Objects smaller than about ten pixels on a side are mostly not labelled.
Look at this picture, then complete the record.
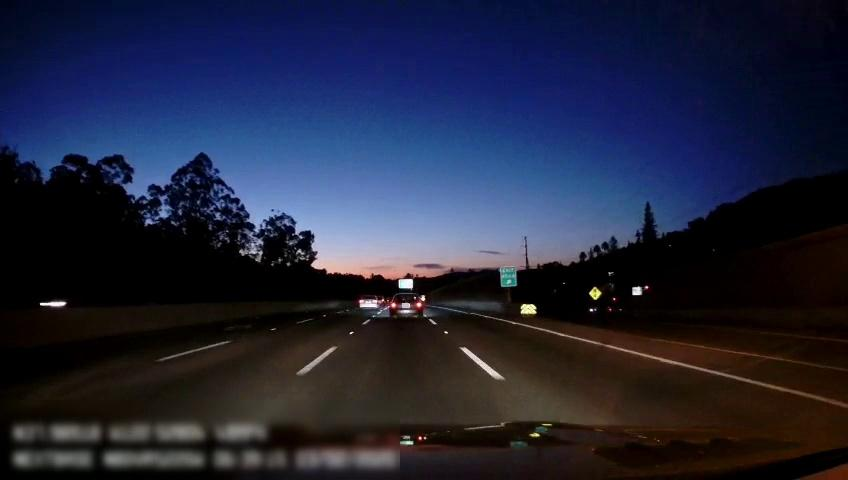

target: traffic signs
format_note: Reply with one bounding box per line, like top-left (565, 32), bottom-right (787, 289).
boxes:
top-left (520, 304), bottom-right (537, 316)
top-left (398, 279), bottom-right (413, 289)
top-left (588, 286), bottom-right (602, 301)
top-left (632, 286), bottom-right (643, 296)
top-left (500, 266), bottom-right (517, 287)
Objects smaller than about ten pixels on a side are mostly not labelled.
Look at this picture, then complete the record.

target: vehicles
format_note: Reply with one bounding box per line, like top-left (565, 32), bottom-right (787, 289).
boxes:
top-left (39, 292), bottom-right (91, 310)
top-left (376, 296), bottom-right (386, 307)
top-left (359, 295), bottom-right (380, 311)
top-left (389, 293), bottom-right (424, 321)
